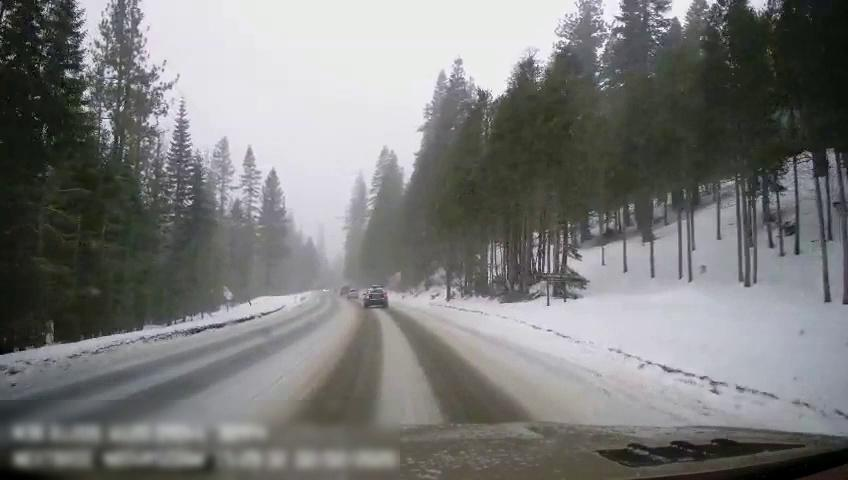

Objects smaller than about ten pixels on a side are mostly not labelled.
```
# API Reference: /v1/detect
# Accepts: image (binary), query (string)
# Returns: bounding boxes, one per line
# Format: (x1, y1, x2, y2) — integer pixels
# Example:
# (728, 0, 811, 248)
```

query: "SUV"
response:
(362, 284, 389, 309)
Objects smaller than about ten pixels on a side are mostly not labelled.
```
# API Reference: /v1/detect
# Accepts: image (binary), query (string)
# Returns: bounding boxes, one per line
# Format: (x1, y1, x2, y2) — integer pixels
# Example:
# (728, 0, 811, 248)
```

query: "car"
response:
(347, 288, 359, 299)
